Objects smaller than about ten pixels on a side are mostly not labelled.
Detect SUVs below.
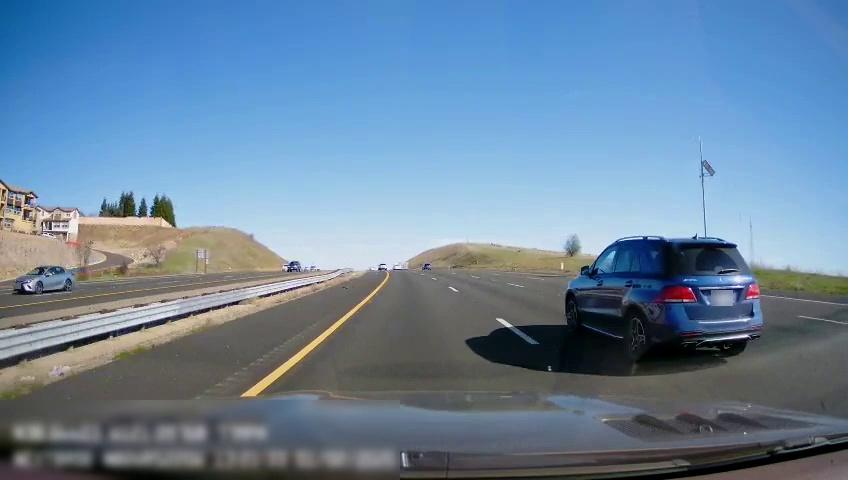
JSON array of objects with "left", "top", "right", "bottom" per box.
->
[
  {"left": 286, "top": 261, "right": 301, "bottom": 273},
  {"left": 563, "top": 238, "right": 763, "bottom": 361}
]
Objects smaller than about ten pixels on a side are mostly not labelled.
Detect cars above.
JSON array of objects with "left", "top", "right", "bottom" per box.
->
[{"left": 16, "top": 265, "right": 73, "bottom": 294}]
